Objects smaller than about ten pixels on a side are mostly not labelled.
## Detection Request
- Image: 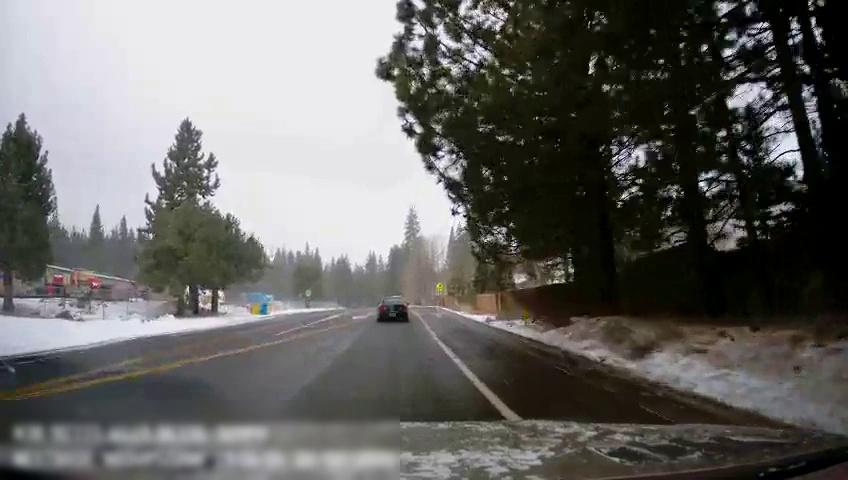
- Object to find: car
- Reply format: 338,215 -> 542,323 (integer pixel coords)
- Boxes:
377,297 -> 411,323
